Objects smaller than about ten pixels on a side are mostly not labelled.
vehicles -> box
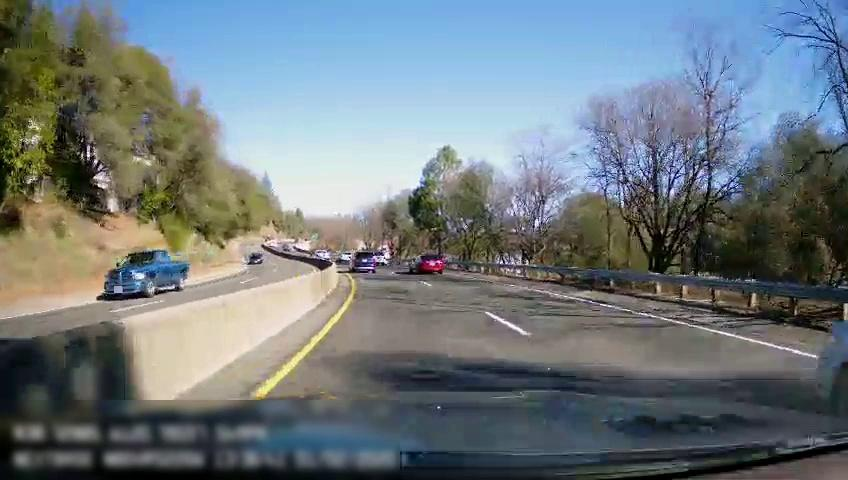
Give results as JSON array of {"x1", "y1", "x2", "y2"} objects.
[
  {"x1": 814, "y1": 320, "x2": 848, "y2": 418},
  {"x1": 409, "y1": 254, "x2": 445, "y2": 275},
  {"x1": 311, "y1": 249, "x2": 332, "y2": 260},
  {"x1": 337, "y1": 252, "x2": 353, "y2": 263},
  {"x1": 350, "y1": 252, "x2": 378, "y2": 274},
  {"x1": 248, "y1": 253, "x2": 263, "y2": 265},
  {"x1": 373, "y1": 252, "x2": 385, "y2": 266},
  {"x1": 102, "y1": 248, "x2": 193, "y2": 299}
]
